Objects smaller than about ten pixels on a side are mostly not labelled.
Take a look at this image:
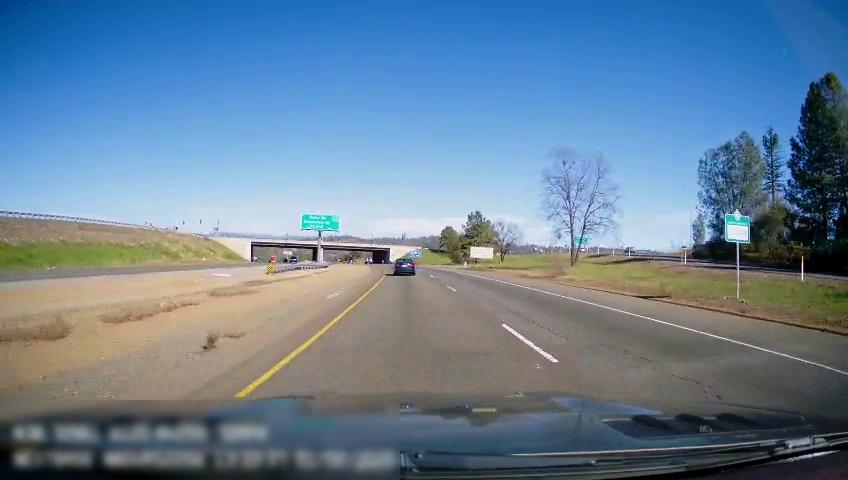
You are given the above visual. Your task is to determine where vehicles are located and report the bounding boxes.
[393,256,416,277]
[288,255,299,264]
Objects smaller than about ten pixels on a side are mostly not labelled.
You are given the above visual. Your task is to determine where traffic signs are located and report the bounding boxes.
[267,264,274,275]
[572,236,590,247]
[723,212,751,244]
[410,250,422,257]
[301,213,341,232]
